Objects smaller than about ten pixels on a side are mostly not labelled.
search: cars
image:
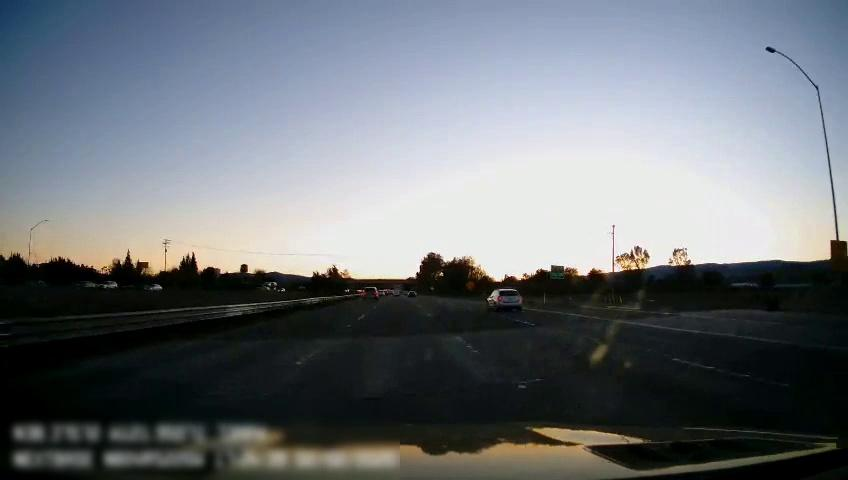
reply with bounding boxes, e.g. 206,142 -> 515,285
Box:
144,284 -> 162,292
97,281 -> 118,289
407,290 -> 417,298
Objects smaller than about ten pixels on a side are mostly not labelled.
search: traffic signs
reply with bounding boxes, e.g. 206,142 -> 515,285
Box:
830,240 -> 848,270
550,264 -> 565,280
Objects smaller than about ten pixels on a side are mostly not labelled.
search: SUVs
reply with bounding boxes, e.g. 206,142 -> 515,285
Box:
486,289 -> 523,314
362,287 -> 378,301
